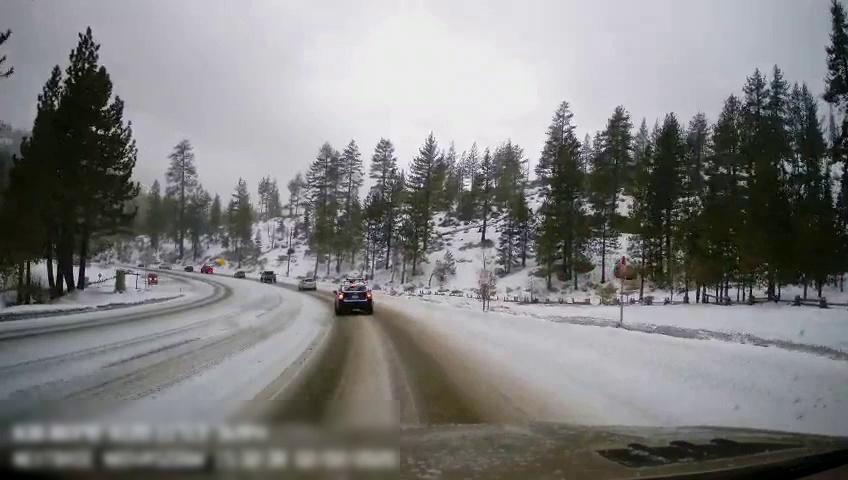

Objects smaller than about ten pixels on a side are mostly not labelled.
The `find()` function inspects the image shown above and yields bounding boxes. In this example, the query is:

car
[297,278,317,291]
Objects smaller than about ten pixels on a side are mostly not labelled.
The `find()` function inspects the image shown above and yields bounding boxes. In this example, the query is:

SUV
[332,279,374,317]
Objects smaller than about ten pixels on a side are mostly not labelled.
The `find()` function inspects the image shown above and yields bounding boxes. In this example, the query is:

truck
[260,271,277,283]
